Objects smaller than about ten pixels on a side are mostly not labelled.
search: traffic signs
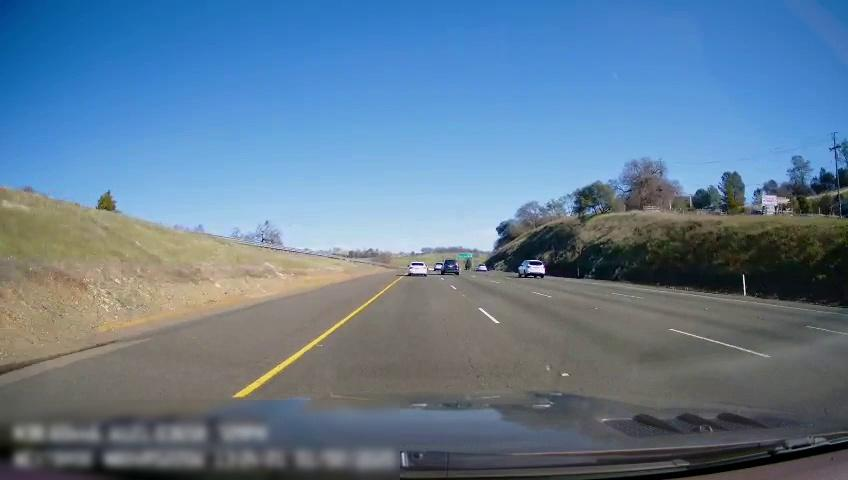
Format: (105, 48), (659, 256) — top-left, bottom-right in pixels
(456, 253), (473, 259)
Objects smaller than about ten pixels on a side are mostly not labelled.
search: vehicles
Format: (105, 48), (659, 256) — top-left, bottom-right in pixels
(518, 260), (545, 279)
(407, 262), (428, 277)
(476, 265), (488, 273)
(440, 260), (459, 275)
(434, 263), (444, 271)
